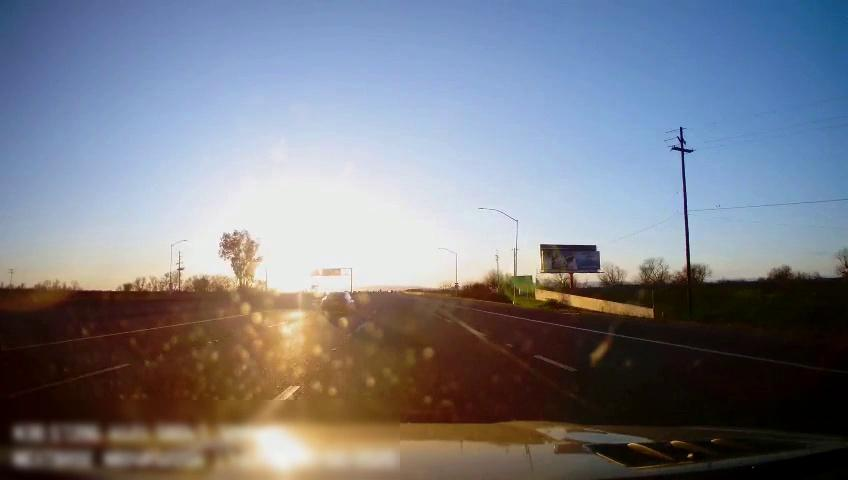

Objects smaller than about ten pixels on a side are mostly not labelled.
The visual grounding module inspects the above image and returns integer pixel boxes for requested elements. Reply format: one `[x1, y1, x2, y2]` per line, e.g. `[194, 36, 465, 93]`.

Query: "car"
[321, 291, 357, 315]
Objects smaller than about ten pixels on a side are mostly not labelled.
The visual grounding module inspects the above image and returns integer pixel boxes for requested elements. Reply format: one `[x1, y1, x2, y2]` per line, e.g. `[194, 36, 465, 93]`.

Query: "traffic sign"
[512, 276, 532, 287]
